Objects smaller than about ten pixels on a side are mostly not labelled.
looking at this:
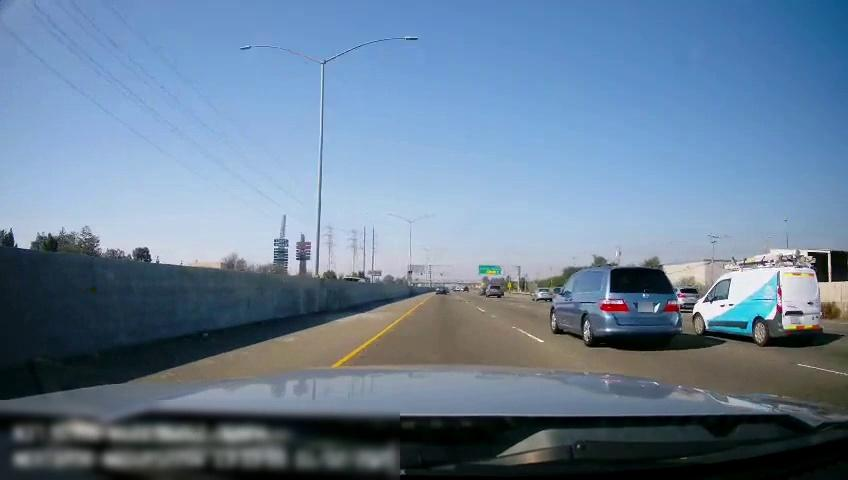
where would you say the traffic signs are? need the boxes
[478,263,502,276]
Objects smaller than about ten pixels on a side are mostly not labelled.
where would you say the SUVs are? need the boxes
[485,285,502,298]
[672,286,699,310]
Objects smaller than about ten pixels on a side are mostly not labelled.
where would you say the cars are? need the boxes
[531,288,553,303]
[435,286,447,295]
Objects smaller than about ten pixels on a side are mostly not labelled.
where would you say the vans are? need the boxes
[549,267,683,348]
[692,267,823,346]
